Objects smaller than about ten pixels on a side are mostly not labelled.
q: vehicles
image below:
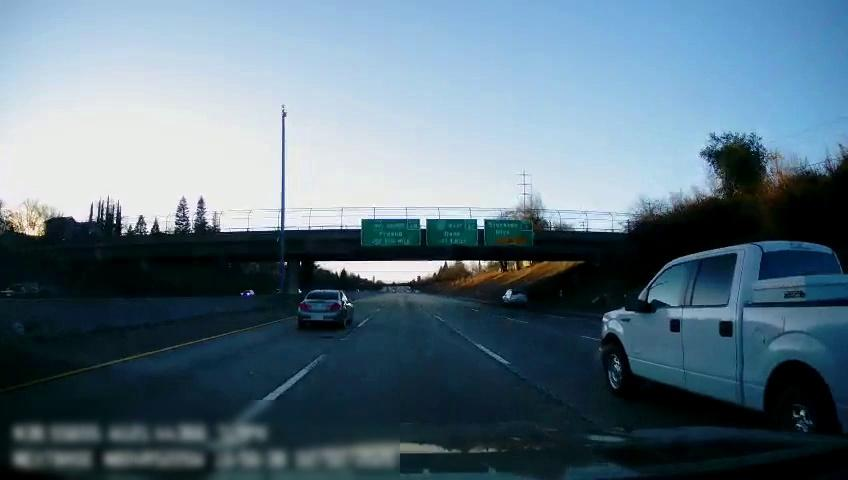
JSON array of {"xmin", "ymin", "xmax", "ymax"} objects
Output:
[
  {"xmin": 241, "ymin": 290, "xmax": 255, "ymax": 297},
  {"xmin": 502, "ymin": 289, "xmax": 528, "ymax": 305},
  {"xmin": 1, "ymin": 283, "xmax": 41, "ymax": 298},
  {"xmin": 600, "ymin": 240, "xmax": 848, "ymax": 435},
  {"xmin": 297, "ymin": 288, "xmax": 354, "ymax": 329}
]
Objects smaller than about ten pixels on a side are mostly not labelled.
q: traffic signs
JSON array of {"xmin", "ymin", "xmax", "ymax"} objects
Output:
[
  {"xmin": 483, "ymin": 218, "xmax": 535, "ymax": 248},
  {"xmin": 425, "ymin": 217, "xmax": 479, "ymax": 249},
  {"xmin": 360, "ymin": 218, "xmax": 422, "ymax": 247}
]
